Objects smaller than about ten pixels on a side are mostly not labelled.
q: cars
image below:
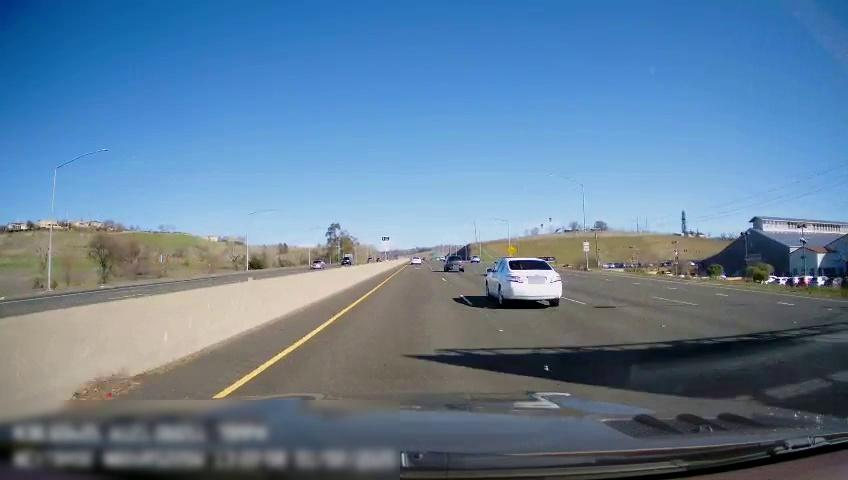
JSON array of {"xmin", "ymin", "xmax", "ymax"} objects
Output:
[
  {"xmin": 444, "ymin": 256, "xmax": 465, "ymax": 273},
  {"xmin": 485, "ymin": 257, "xmax": 562, "ymax": 307},
  {"xmin": 310, "ymin": 259, "xmax": 327, "ymax": 269}
]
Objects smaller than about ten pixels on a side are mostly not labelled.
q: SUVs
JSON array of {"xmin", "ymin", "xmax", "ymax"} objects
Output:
[
  {"xmin": 340, "ymin": 256, "xmax": 352, "ymax": 265},
  {"xmin": 410, "ymin": 255, "xmax": 421, "ymax": 264},
  {"xmin": 470, "ymin": 254, "xmax": 481, "ymax": 263}
]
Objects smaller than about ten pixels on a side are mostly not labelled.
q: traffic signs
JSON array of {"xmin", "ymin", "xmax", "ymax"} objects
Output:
[{"xmin": 504, "ymin": 245, "xmax": 518, "ymax": 257}]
